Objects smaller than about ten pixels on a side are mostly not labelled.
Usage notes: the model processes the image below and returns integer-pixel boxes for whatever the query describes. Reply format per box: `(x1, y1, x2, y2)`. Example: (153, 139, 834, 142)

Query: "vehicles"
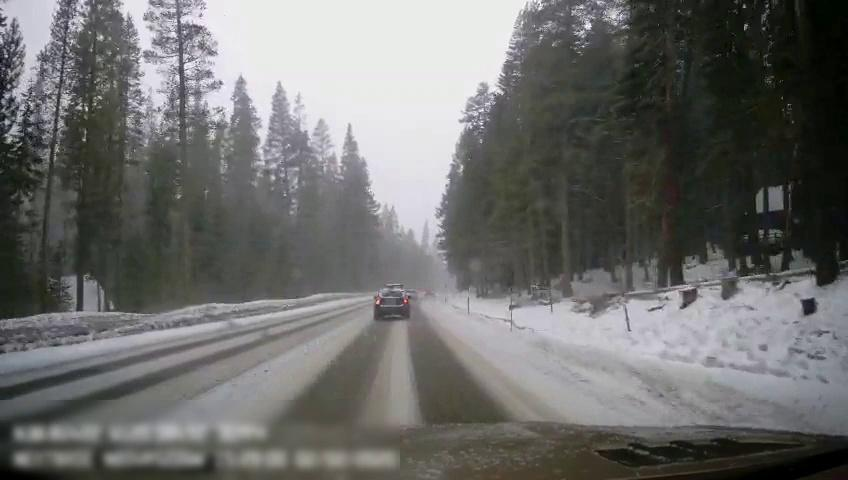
(404, 288, 418, 300)
(373, 283, 412, 321)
